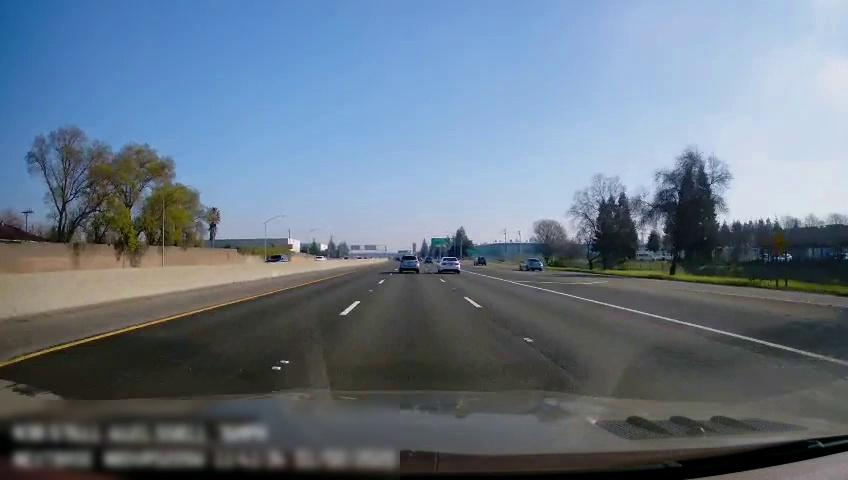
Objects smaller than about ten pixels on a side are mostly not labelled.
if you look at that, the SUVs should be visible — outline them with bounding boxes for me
[398,255,419,272]
[472,257,487,266]
[313,255,327,262]
[264,254,289,264]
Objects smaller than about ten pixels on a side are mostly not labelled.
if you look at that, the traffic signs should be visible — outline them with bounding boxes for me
[363,244,377,251]
[350,244,361,251]
[467,249,480,257]
[431,237,450,247]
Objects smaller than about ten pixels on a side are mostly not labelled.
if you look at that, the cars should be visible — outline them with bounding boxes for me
[436,256,461,274]
[519,258,543,272]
